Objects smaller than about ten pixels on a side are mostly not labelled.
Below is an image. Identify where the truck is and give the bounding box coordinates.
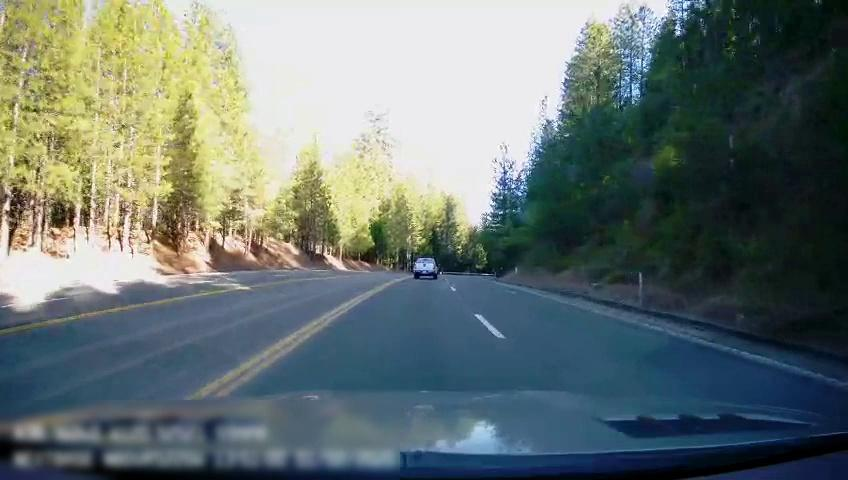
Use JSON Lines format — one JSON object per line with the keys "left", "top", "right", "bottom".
{"left": 413, "top": 257, "right": 438, "bottom": 280}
